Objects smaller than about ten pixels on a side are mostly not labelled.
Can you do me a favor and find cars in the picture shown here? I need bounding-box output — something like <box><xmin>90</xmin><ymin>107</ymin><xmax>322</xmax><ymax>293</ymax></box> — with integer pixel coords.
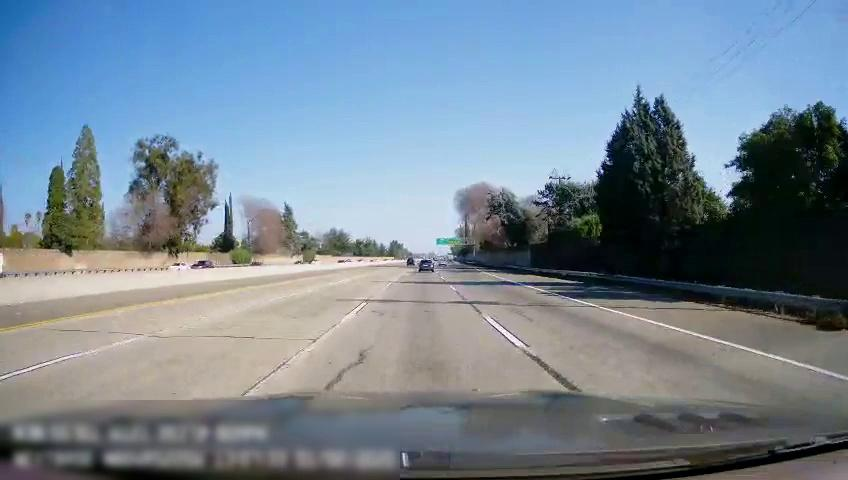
<box><xmin>190</xmin><ymin>260</ymin><xmax>216</xmax><ymax>269</ymax></box>
<box><xmin>419</xmin><ymin>258</ymin><xmax>435</xmax><ymax>273</ymax></box>
<box><xmin>167</xmin><ymin>262</ymin><xmax>190</xmax><ymax>272</ymax></box>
